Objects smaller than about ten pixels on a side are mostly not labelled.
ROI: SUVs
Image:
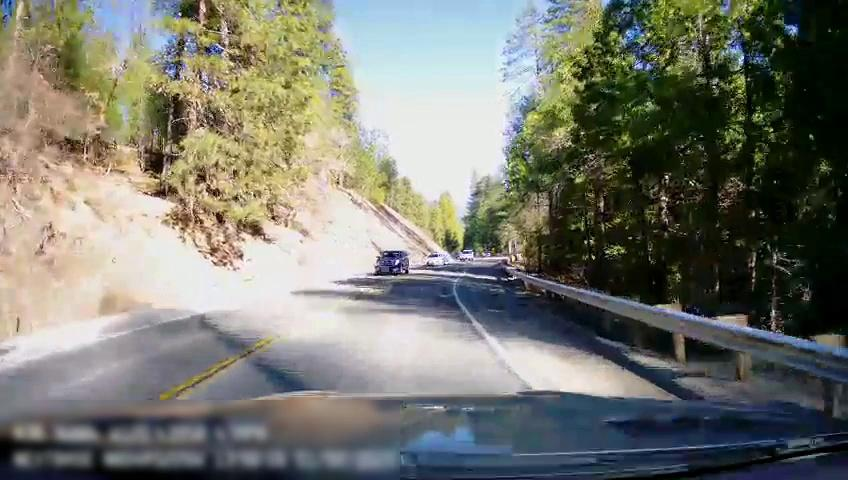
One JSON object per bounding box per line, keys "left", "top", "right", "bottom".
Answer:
{"left": 374, "top": 251, "right": 409, "bottom": 276}
{"left": 459, "top": 250, "right": 474, "bottom": 260}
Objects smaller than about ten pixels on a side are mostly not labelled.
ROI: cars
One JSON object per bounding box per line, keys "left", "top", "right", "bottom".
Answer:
{"left": 423, "top": 252, "right": 446, "bottom": 267}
